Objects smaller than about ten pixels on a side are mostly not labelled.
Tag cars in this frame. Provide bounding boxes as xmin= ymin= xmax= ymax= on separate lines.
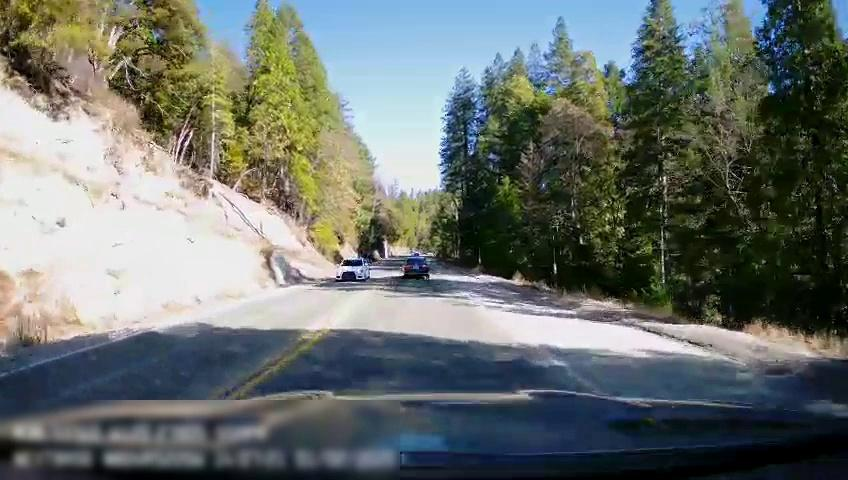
xmin=401 ymin=255 xmax=430 ymax=280
xmin=335 ymin=255 xmax=371 ymax=283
